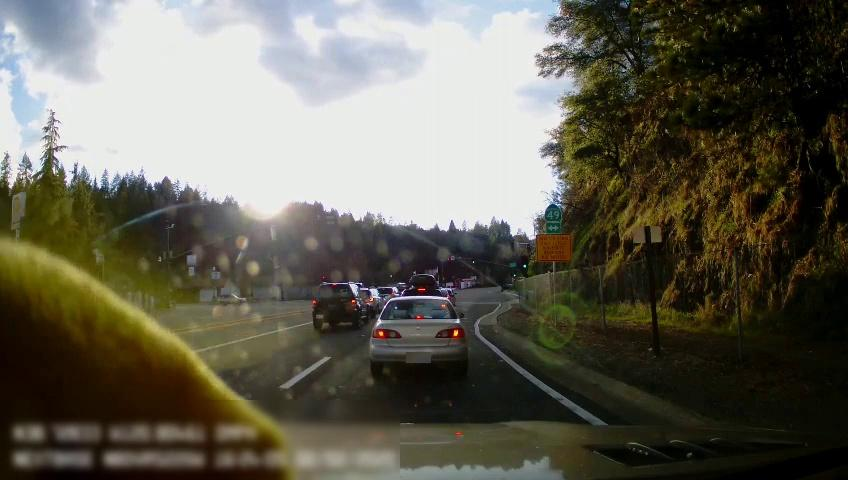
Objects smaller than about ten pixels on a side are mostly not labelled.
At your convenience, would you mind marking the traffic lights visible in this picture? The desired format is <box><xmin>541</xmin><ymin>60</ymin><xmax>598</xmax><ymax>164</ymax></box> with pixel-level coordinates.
<box><xmin>520</xmin><ymin>255</ymin><xmax>529</xmax><ymax>272</ymax></box>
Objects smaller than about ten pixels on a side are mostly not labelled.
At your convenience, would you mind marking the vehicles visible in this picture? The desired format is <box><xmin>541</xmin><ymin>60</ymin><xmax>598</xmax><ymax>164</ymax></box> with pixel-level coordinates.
<box><xmin>216</xmin><ymin>290</ymin><xmax>246</xmax><ymax>306</ymax></box>
<box><xmin>312</xmin><ymin>281</ymin><xmax>373</xmax><ymax>331</ymax></box>
<box><xmin>405</xmin><ymin>274</ymin><xmax>443</xmax><ymax>297</ymax></box>
<box><xmin>371</xmin><ymin>296</ymin><xmax>467</xmax><ymax>373</ymax></box>
<box><xmin>441</xmin><ymin>288</ymin><xmax>457</xmax><ymax>304</ymax></box>
<box><xmin>361</xmin><ymin>287</ymin><xmax>388</xmax><ymax>318</ymax></box>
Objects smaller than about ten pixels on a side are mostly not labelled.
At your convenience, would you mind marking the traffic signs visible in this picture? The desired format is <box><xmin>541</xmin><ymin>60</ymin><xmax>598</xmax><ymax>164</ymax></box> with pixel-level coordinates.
<box><xmin>535</xmin><ymin>234</ymin><xmax>572</xmax><ymax>262</ymax></box>
<box><xmin>543</xmin><ymin>221</ymin><xmax>562</xmax><ymax>234</ymax></box>
<box><xmin>544</xmin><ymin>203</ymin><xmax>562</xmax><ymax>221</ymax></box>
